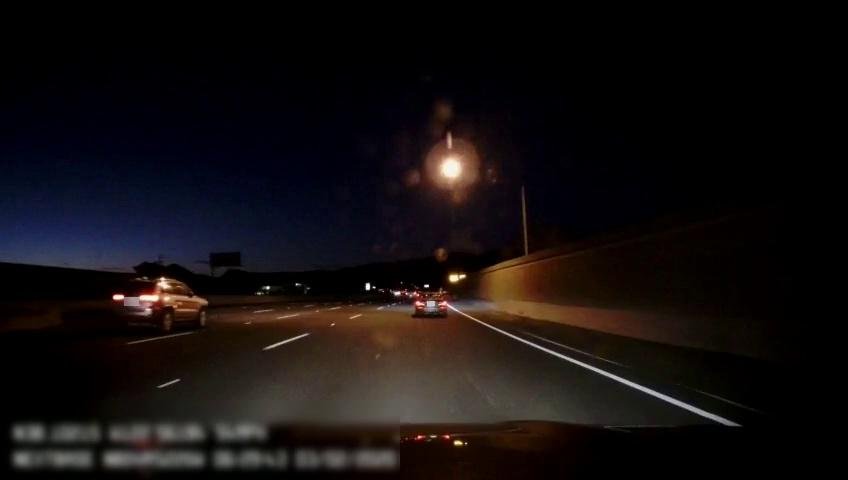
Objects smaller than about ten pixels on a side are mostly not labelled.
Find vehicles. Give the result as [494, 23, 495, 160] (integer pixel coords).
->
[254, 285, 283, 295]
[110, 275, 209, 334]
[413, 289, 447, 317]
